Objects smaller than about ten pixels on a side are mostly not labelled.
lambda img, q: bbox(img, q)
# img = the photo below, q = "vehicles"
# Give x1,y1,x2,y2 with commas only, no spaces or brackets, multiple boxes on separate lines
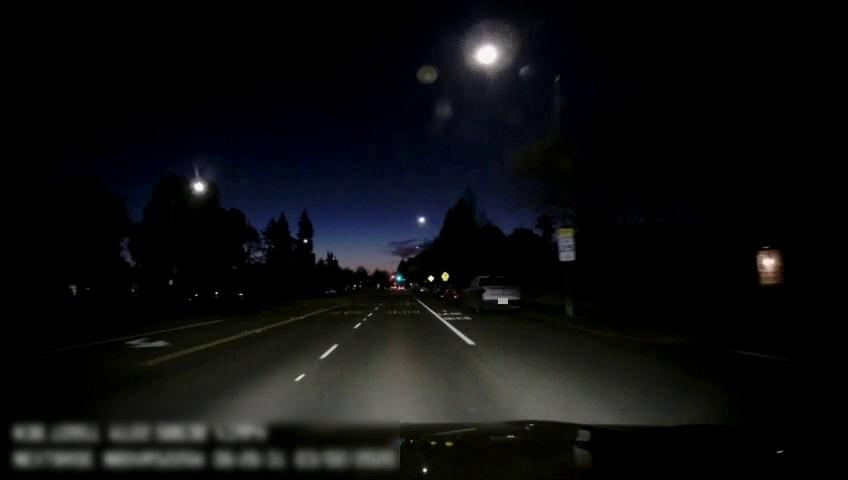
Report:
462,275,520,315
443,282,467,306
